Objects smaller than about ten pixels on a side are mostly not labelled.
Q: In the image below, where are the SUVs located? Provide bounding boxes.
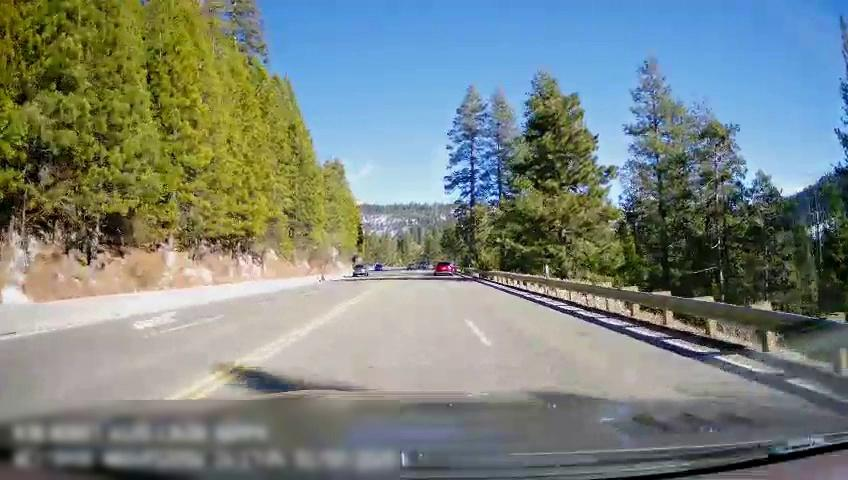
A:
[433,262,454,277]
[352,263,369,278]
